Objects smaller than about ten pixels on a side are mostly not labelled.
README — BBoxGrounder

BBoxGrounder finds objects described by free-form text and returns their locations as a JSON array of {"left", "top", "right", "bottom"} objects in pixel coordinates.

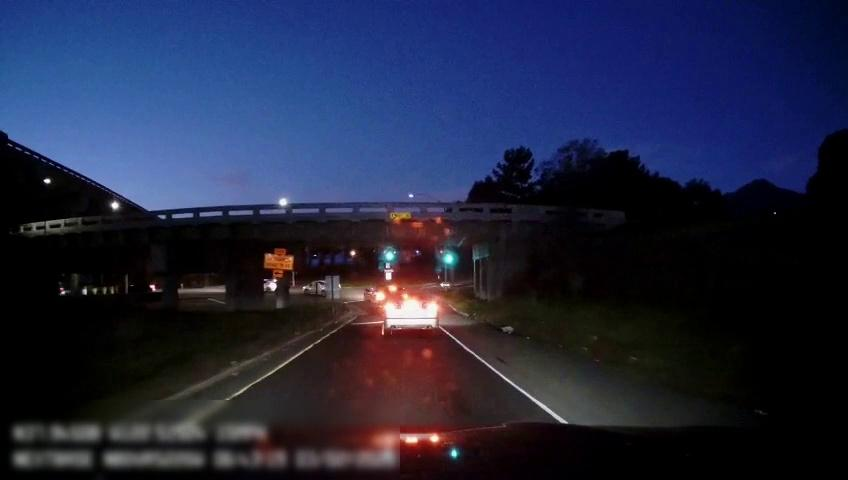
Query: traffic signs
[{"left": 263, "top": 247, "right": 294, "bottom": 279}]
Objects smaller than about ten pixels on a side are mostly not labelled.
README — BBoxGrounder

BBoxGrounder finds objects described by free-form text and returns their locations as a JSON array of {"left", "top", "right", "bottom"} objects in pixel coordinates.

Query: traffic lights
[
  {"left": 384, "top": 243, "right": 395, "bottom": 263},
  {"left": 443, "top": 246, "right": 454, "bottom": 267}
]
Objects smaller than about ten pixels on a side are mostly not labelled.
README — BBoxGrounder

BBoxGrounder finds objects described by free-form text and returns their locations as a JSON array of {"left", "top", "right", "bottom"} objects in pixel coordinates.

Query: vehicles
[
  {"left": 363, "top": 282, "right": 399, "bottom": 303},
  {"left": 378, "top": 289, "right": 441, "bottom": 338},
  {"left": 302, "top": 280, "right": 327, "bottom": 298},
  {"left": 116, "top": 280, "right": 157, "bottom": 296},
  {"left": 264, "top": 278, "right": 278, "bottom": 293}
]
